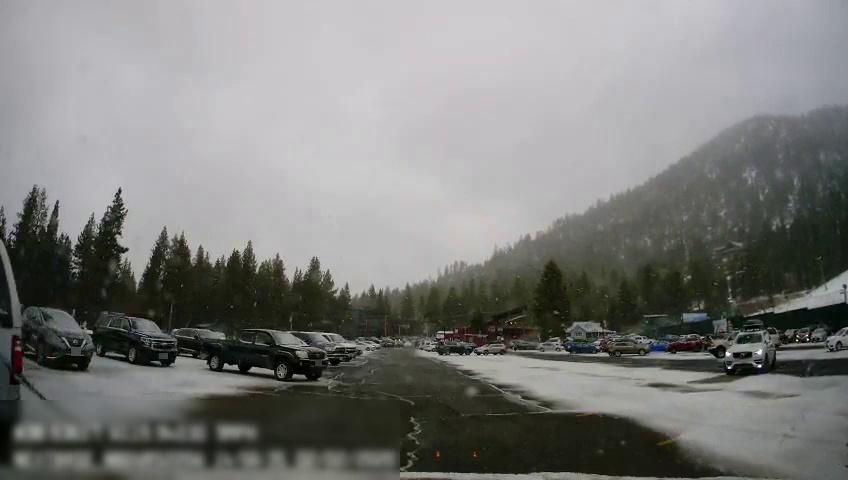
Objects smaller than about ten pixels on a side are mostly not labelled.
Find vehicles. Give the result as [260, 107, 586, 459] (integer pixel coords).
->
[725, 330, 778, 377]
[92, 314, 179, 368]
[794, 328, 813, 343]
[537, 342, 562, 352]
[600, 335, 649, 358]
[564, 338, 597, 354]
[706, 330, 743, 359]
[475, 343, 506, 355]
[0, 235, 24, 448]
[169, 327, 217, 360]
[666, 334, 708, 355]
[293, 331, 346, 366]
[825, 327, 848, 351]
[321, 332, 362, 362]
[22, 306, 95, 369]
[811, 327, 828, 342]
[199, 327, 328, 381]
[438, 339, 474, 355]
